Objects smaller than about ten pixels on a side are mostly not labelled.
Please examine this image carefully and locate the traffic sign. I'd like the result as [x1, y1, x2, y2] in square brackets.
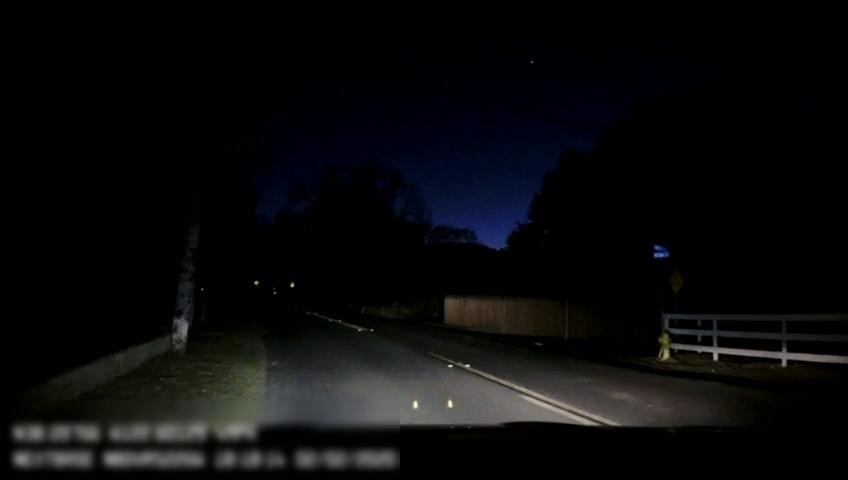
[670, 270, 683, 294]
